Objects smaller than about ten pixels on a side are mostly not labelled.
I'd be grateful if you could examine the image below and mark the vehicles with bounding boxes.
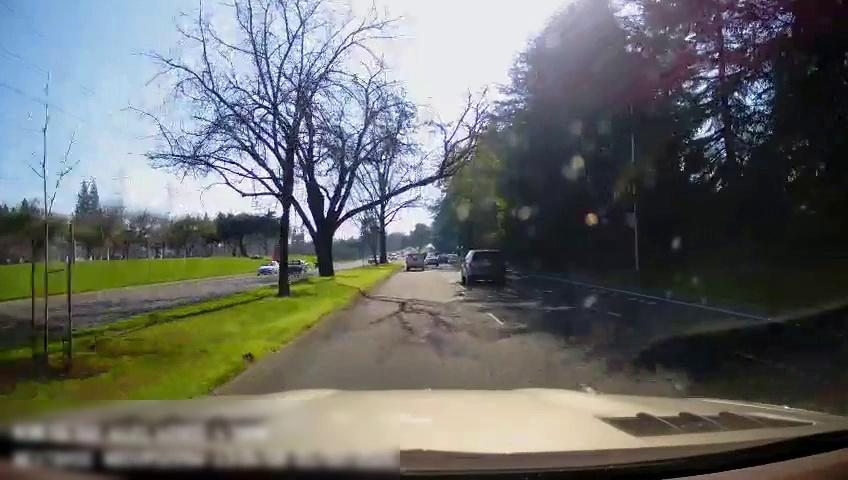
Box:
[288,258,312,277]
[439,253,449,264]
[461,248,506,287]
[257,261,280,275]
[426,254,441,266]
[405,253,426,272]
[367,255,380,265]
